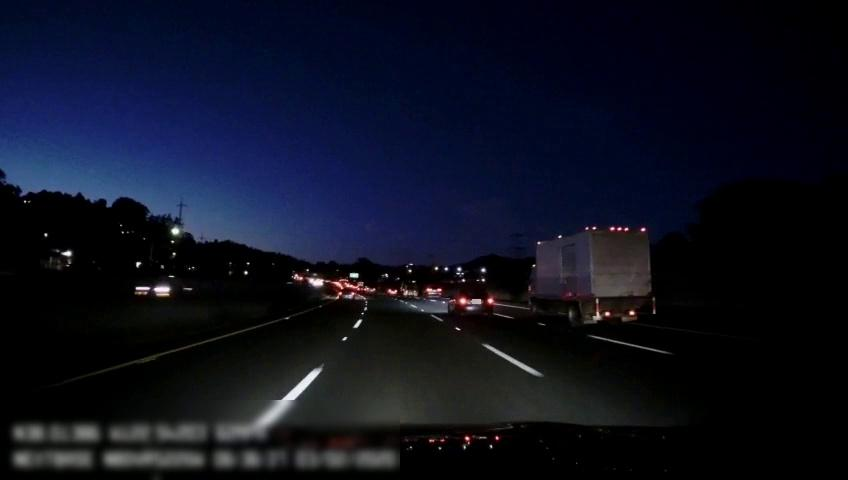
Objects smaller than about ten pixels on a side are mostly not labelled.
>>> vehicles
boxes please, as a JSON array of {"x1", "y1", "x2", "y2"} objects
[
  {"x1": 400, "y1": 286, "x2": 417, "y2": 299},
  {"x1": 385, "y1": 287, "x2": 398, "y2": 298},
  {"x1": 424, "y1": 286, "x2": 442, "y2": 300},
  {"x1": 448, "y1": 286, "x2": 494, "y2": 318},
  {"x1": 341, "y1": 288, "x2": 355, "y2": 301},
  {"x1": 133, "y1": 273, "x2": 187, "y2": 302},
  {"x1": 528, "y1": 225, "x2": 652, "y2": 328}
]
